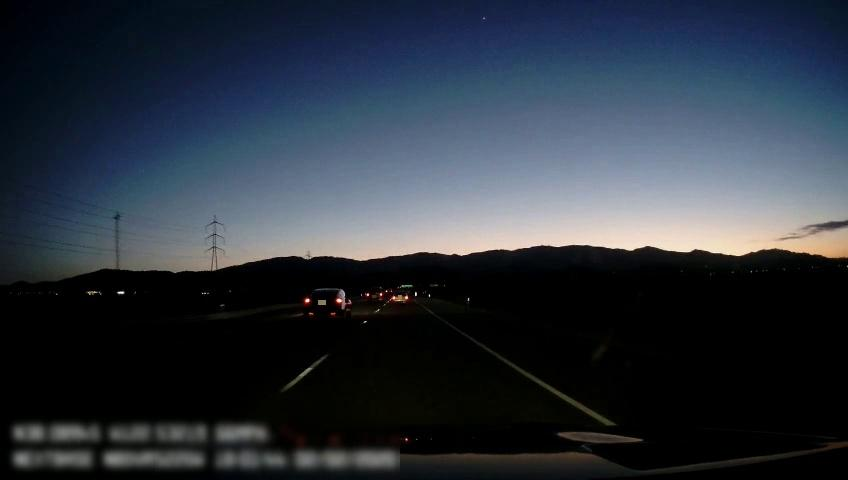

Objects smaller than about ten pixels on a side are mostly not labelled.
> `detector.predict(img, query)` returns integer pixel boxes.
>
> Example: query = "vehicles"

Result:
[366,287,387,302]
[390,290,409,305]
[302,287,354,326]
